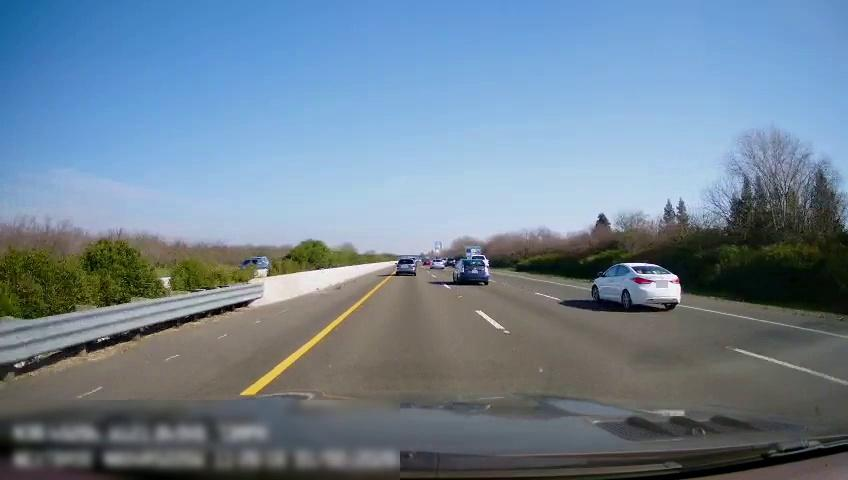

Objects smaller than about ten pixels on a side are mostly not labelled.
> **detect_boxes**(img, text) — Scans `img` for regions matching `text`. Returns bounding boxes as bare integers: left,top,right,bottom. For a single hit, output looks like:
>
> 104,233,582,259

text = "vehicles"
429,258,444,270
450,258,489,286
444,258,456,268
238,256,275,272
469,254,489,268
590,263,682,313
394,257,417,276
